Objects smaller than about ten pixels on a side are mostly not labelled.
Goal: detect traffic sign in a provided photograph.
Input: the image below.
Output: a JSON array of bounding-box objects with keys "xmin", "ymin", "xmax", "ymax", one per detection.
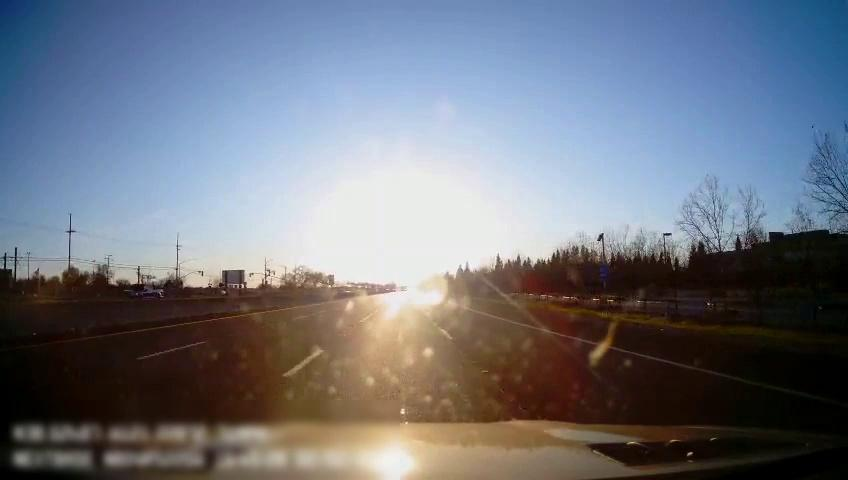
[{"xmin": 328, "ymin": 275, "xmax": 335, "ymax": 286}]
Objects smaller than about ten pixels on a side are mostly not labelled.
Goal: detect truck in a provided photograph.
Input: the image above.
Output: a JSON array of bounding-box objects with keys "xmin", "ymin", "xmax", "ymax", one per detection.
[{"xmin": 121, "ymin": 284, "xmax": 164, "ymax": 302}]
